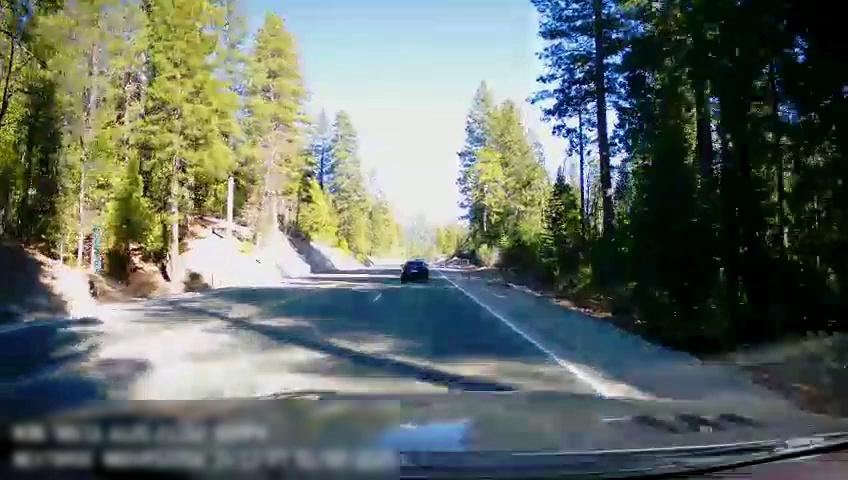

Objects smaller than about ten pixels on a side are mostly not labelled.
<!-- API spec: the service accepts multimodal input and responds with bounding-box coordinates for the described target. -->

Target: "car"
[401,260,428,281]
